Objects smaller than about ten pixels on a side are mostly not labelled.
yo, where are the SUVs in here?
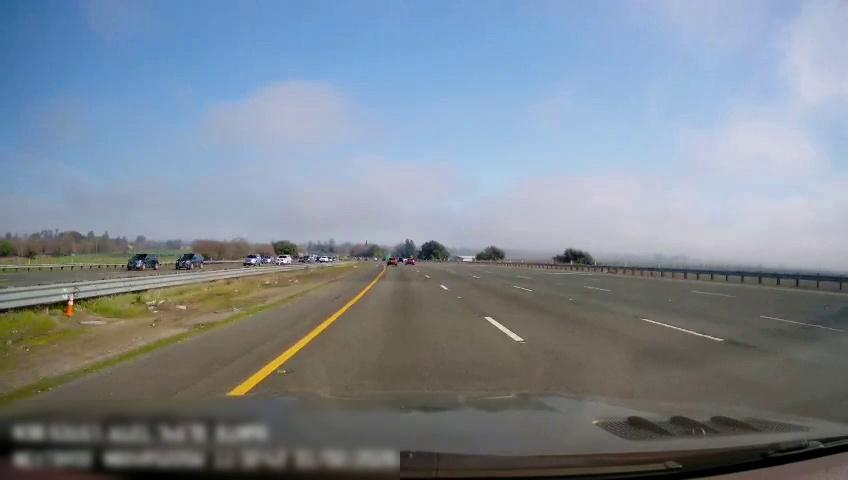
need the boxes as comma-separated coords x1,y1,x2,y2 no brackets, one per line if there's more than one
242,254,263,267
127,253,162,272
175,252,205,270
275,254,292,266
